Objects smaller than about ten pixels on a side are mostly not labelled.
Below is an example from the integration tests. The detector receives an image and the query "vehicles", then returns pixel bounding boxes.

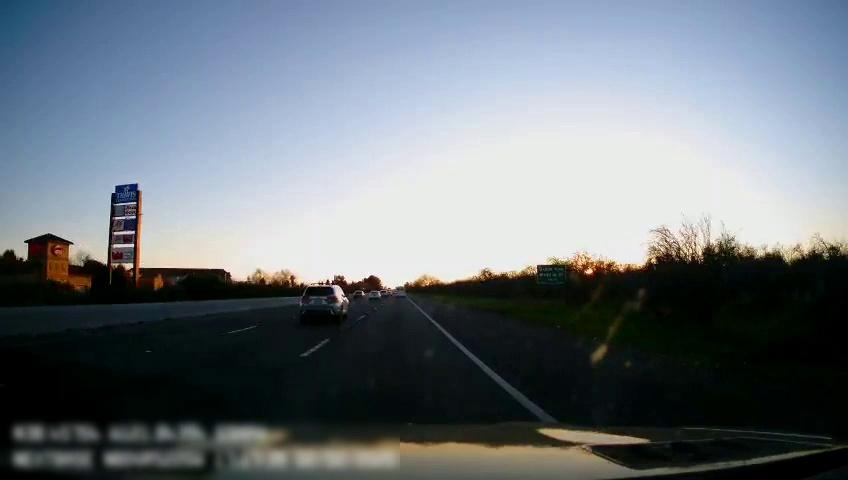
[394,286,406,298]
[353,289,365,300]
[298,282,351,326]
[368,290,382,301]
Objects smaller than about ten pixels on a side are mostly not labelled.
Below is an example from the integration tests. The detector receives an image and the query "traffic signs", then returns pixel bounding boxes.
[536,264,568,285]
